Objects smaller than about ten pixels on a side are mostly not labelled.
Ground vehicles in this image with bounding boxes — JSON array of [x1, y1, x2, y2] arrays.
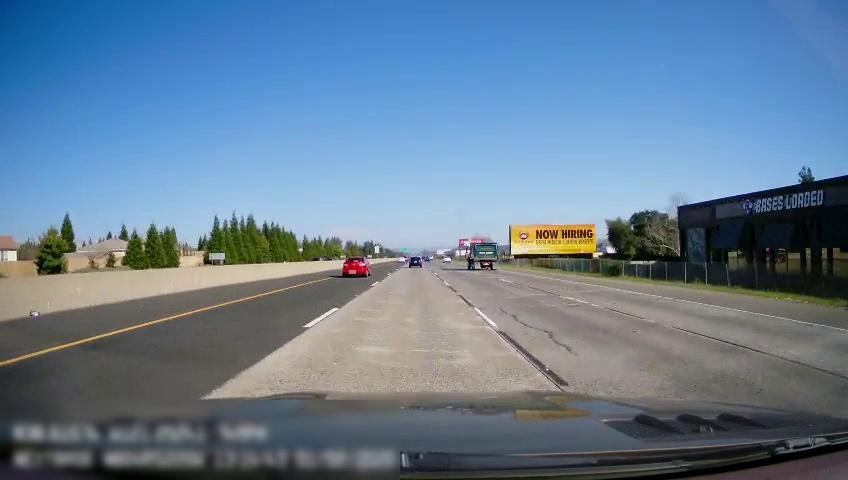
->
[[408, 256, 423, 269], [342, 256, 372, 278], [311, 257, 325, 262], [464, 242, 499, 271]]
